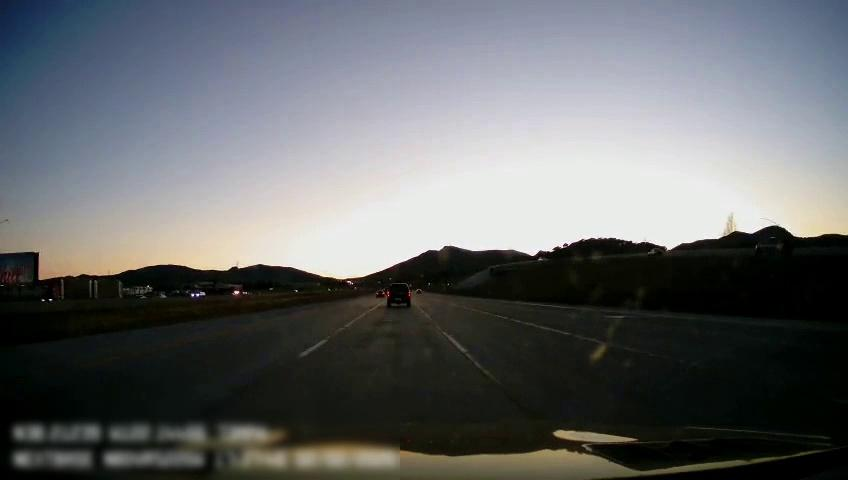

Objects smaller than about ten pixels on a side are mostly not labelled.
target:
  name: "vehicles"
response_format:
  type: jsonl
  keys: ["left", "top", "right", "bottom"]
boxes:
{"left": 386, "top": 282, "right": 412, "bottom": 307}
{"left": 132, "top": 294, "right": 148, "bottom": 299}
{"left": 153, "top": 293, "right": 167, "bottom": 299}
{"left": 647, "top": 248, "right": 663, "bottom": 256}
{"left": 375, "top": 289, "right": 386, "bottom": 298}
{"left": 190, "top": 290, "right": 206, "bottom": 299}
{"left": 754, "top": 236, "right": 793, "bottom": 256}
{"left": 40, "top": 295, "right": 58, "bottom": 303}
